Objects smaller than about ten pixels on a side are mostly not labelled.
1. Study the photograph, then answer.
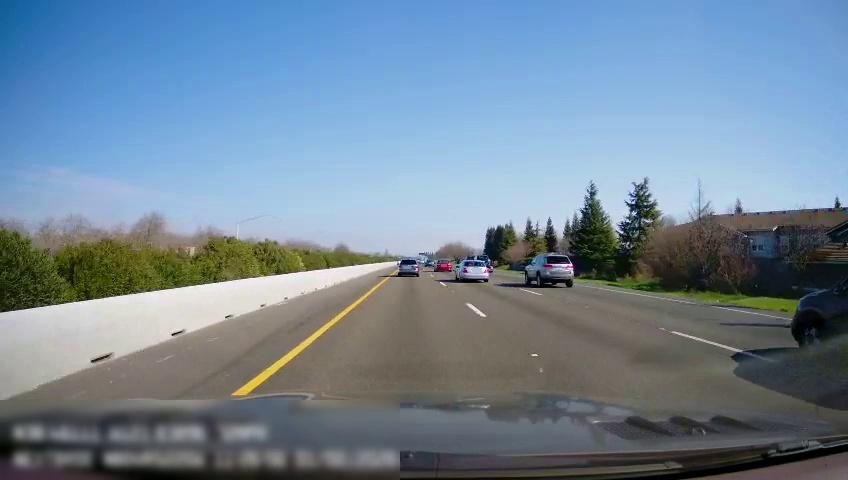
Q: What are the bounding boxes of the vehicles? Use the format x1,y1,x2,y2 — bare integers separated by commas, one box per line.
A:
434,258,453,272
524,253,576,289
425,260,434,267
464,254,493,272
789,280,848,355
454,259,490,283
396,257,419,276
